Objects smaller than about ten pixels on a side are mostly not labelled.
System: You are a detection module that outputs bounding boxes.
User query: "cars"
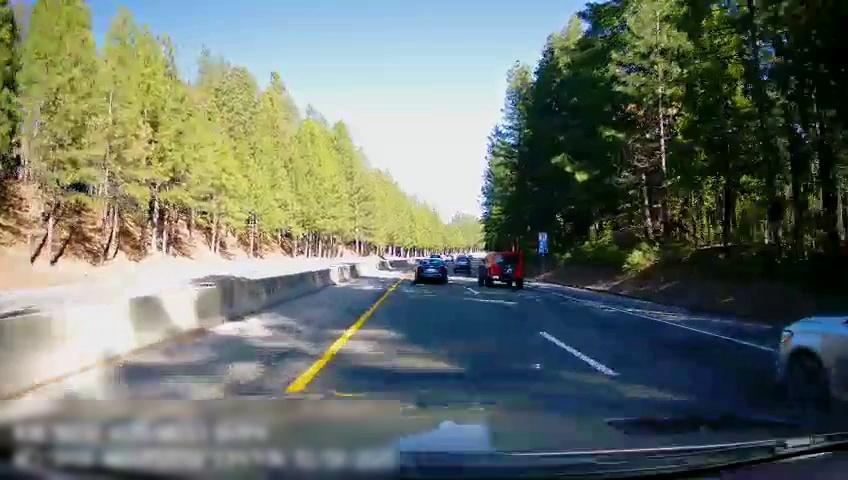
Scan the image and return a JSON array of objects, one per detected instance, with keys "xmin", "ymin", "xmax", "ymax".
[
  {"xmin": 414, "ymin": 256, "xmax": 449, "ymax": 284},
  {"xmin": 777, "ymin": 316, "xmax": 848, "ymax": 408}
]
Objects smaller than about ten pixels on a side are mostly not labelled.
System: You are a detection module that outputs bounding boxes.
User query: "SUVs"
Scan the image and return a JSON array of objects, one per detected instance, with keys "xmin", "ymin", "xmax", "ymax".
[
  {"xmin": 478, "ymin": 250, "xmax": 525, "ymax": 288},
  {"xmin": 454, "ymin": 257, "xmax": 472, "ymax": 273}
]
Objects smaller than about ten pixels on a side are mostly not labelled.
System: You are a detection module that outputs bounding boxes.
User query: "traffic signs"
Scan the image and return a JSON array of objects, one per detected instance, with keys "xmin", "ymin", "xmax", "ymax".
[{"xmin": 537, "ymin": 231, "xmax": 549, "ymax": 255}]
